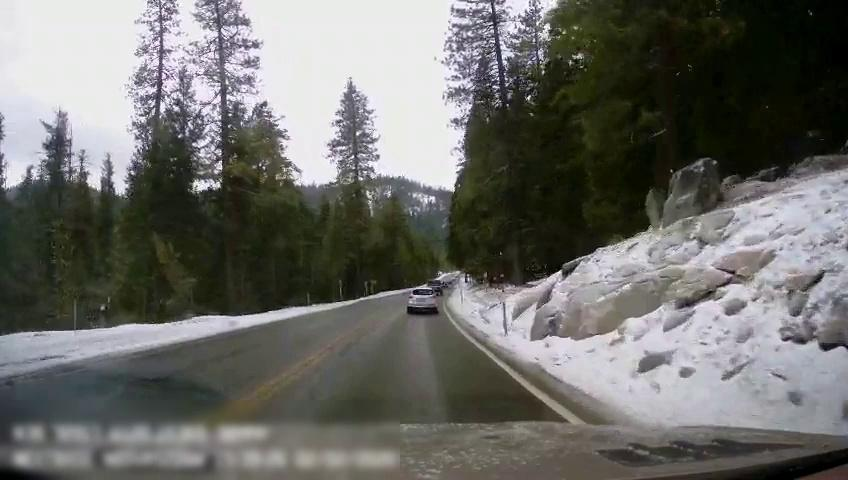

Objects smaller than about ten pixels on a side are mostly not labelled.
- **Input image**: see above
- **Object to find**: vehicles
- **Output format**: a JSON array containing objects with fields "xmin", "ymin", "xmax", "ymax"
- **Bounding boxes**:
[
  {"xmin": 426, "ymin": 279, "xmax": 443, "ymax": 295},
  {"xmin": 407, "ymin": 287, "xmax": 439, "ymax": 313}
]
